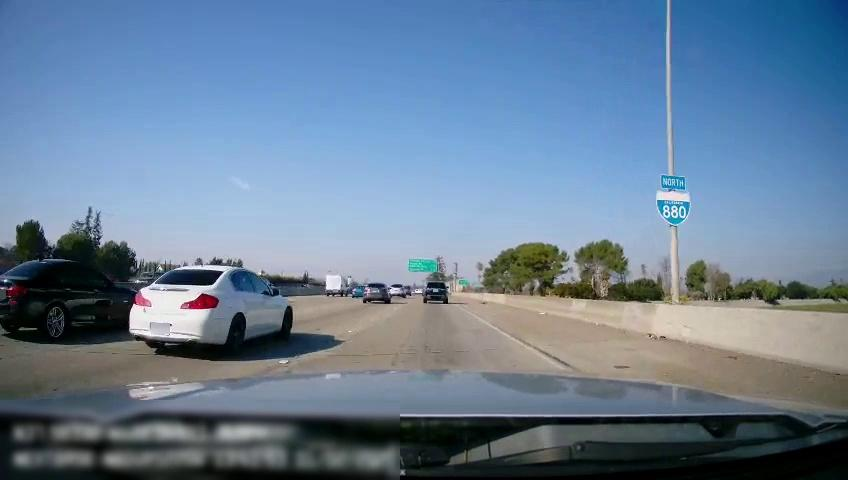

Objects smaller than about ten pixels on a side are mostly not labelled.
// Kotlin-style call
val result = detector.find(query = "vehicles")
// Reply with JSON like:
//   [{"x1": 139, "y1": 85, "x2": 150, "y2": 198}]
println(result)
[
  {"x1": 388, "y1": 283, "x2": 406, "y2": 299},
  {"x1": 0, "y1": 258, "x2": 139, "y2": 342},
  {"x1": 362, "y1": 282, "x2": 393, "y2": 305},
  {"x1": 325, "y1": 274, "x2": 350, "y2": 298},
  {"x1": 423, "y1": 281, "x2": 450, "y2": 304},
  {"x1": 398, "y1": 285, "x2": 412, "y2": 297},
  {"x1": 351, "y1": 285, "x2": 368, "y2": 299},
  {"x1": 127, "y1": 265, "x2": 294, "y2": 359},
  {"x1": 135, "y1": 271, "x2": 167, "y2": 284}
]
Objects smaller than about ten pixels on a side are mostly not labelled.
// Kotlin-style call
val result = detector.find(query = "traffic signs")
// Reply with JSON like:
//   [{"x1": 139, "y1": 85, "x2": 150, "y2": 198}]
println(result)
[
  {"x1": 656, "y1": 174, "x2": 692, "y2": 227},
  {"x1": 408, "y1": 258, "x2": 439, "y2": 273}
]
